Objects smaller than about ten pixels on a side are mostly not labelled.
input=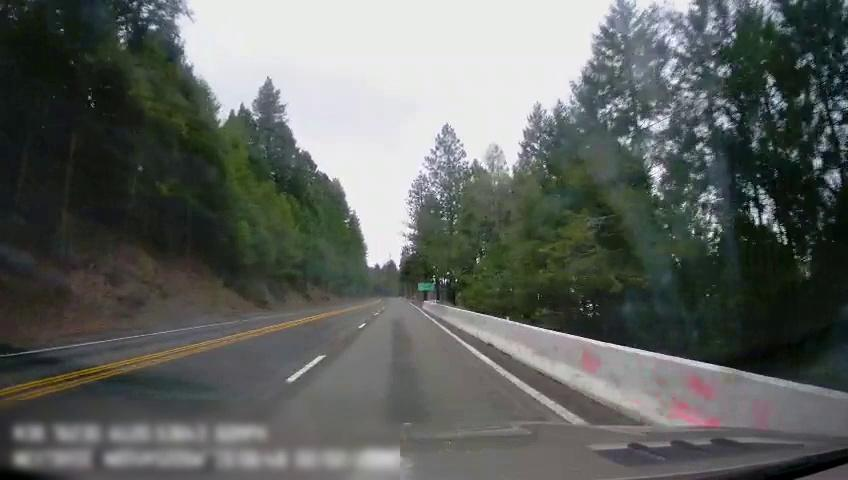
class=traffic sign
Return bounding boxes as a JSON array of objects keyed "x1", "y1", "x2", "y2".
[{"x1": 417, "y1": 282, "x2": 435, "y2": 291}]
